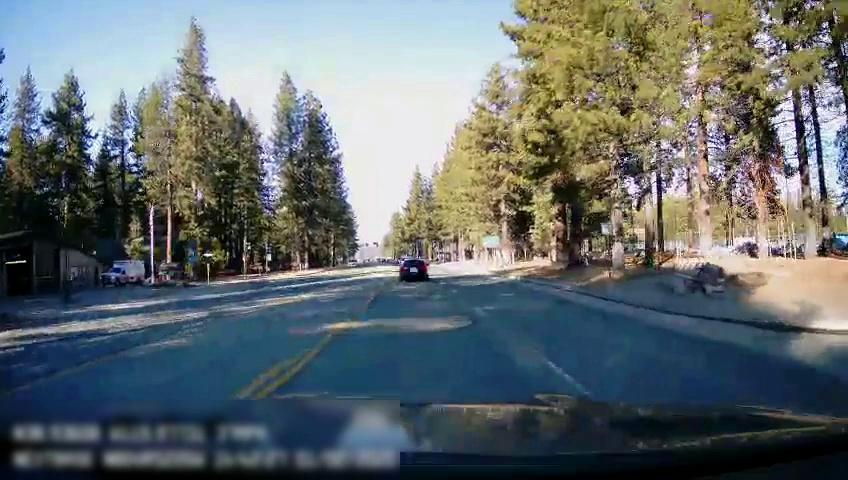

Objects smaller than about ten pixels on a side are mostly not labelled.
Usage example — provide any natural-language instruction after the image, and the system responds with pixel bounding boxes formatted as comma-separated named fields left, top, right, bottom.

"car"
left=400, top=257, right=429, bottom=283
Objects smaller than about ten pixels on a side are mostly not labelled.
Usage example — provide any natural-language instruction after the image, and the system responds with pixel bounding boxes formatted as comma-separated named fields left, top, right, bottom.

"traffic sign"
left=480, top=234, right=501, bottom=250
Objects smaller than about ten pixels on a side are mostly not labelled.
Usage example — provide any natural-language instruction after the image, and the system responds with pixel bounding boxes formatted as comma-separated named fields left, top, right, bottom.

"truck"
left=105, top=267, right=137, bottom=285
